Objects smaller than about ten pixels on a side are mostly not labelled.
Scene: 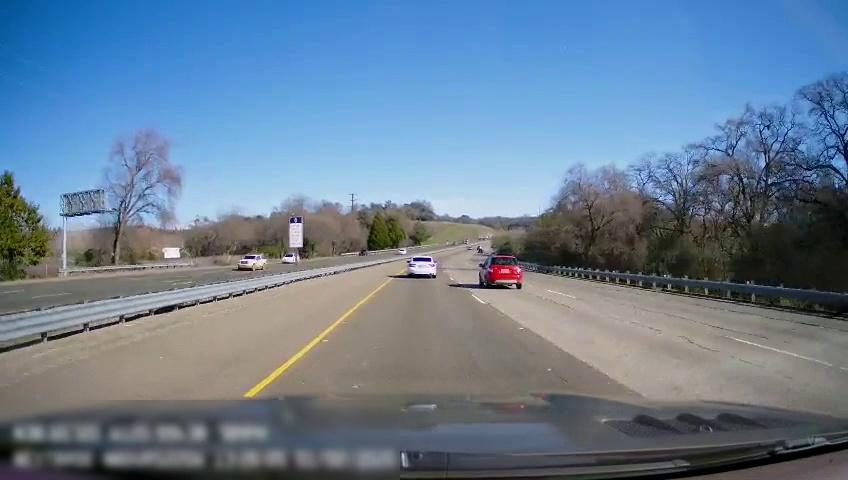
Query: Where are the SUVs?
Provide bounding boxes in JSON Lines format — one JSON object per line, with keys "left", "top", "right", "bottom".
{"left": 237, "top": 255, "right": 266, "bottom": 272}
{"left": 477, "top": 255, "right": 522, "bottom": 289}
{"left": 281, "top": 251, "right": 301, "bottom": 264}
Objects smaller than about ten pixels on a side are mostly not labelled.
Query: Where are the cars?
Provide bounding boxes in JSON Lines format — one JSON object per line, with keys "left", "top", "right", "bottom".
{"left": 407, "top": 256, "right": 438, "bottom": 279}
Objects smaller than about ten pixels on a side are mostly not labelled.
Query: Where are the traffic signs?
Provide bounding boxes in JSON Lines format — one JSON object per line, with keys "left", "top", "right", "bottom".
{"left": 288, "top": 215, "right": 304, "bottom": 248}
